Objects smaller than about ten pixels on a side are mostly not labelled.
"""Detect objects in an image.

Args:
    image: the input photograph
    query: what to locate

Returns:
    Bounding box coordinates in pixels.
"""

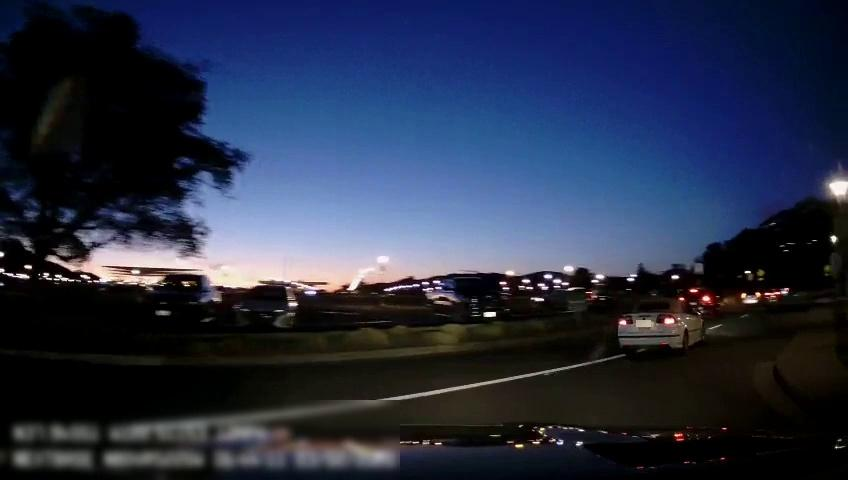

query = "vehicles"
[678,285,722,320]
[740,288,770,306]
[616,298,708,358]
